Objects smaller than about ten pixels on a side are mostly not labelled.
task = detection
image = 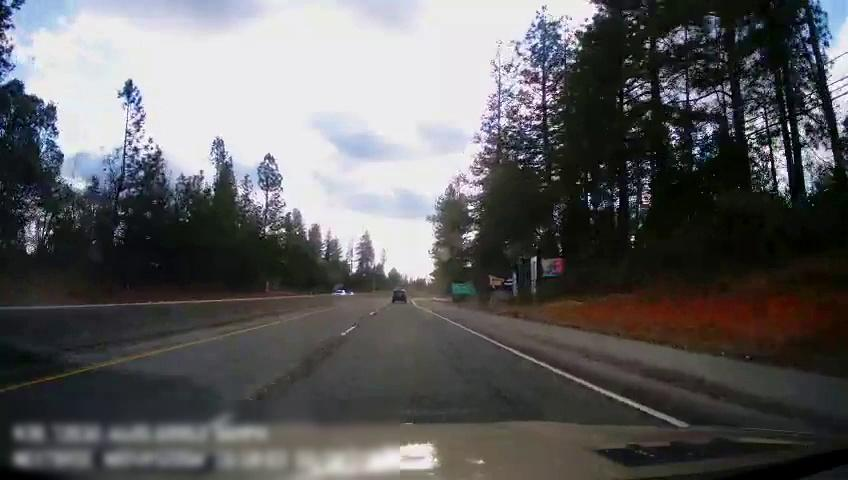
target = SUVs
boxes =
[391,289,408,304]
[332,289,348,297]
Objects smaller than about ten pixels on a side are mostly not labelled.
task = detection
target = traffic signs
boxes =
[450,284,476,296]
